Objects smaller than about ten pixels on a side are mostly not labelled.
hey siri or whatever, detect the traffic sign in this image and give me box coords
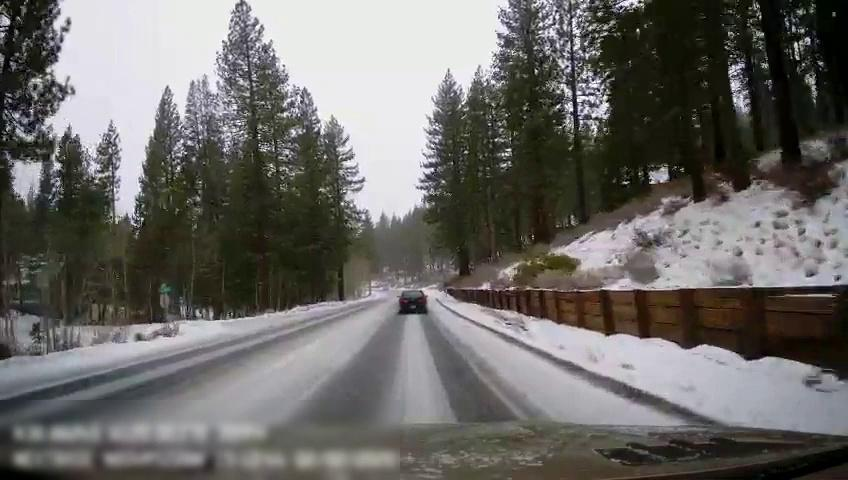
[159,287,171,293]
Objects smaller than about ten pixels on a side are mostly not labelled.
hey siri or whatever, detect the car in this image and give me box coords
[397,290,429,314]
